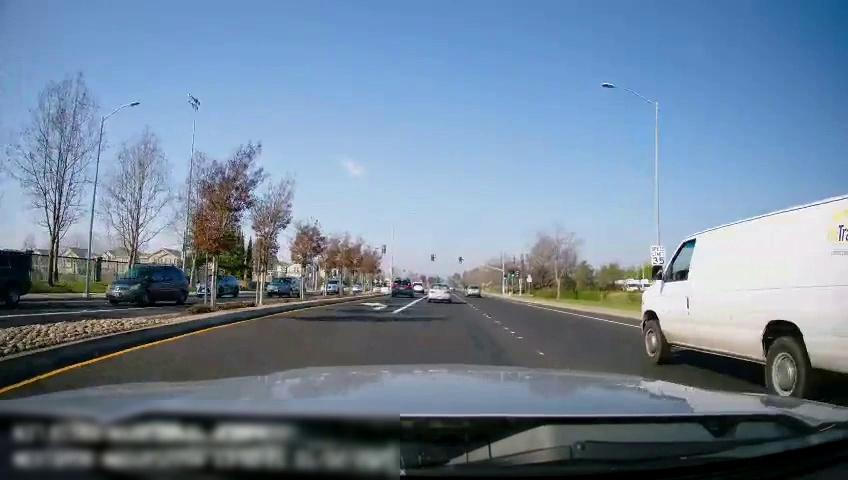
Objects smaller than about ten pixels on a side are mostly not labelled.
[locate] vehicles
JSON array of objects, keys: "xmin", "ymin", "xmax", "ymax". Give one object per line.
[
  {"xmin": 320, "ymin": 279, "xmax": 347, "ymax": 295},
  {"xmin": 391, "ymin": 278, "xmax": 414, "ymax": 298},
  {"xmin": 413, "ymin": 282, "xmax": 425, "ymax": 295},
  {"xmin": 464, "ymin": 285, "xmax": 482, "ymax": 298},
  {"xmin": 426, "ymin": 284, "xmax": 452, "ymax": 305},
  {"xmin": 106, "ymin": 264, "xmax": 190, "ymax": 307},
  {"xmin": 640, "ymin": 192, "xmax": 848, "ymax": 401},
  {"xmin": 266, "ymin": 276, "xmax": 305, "ymax": 298},
  {"xmin": 0, "ymin": 249, "xmax": 34, "ymax": 310},
  {"xmin": 193, "ymin": 272, "xmax": 241, "ymax": 298}
]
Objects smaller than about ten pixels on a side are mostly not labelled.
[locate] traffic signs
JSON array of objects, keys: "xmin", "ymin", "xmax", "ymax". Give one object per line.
[{"xmin": 649, "ymin": 245, "xmax": 667, "ymax": 267}]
